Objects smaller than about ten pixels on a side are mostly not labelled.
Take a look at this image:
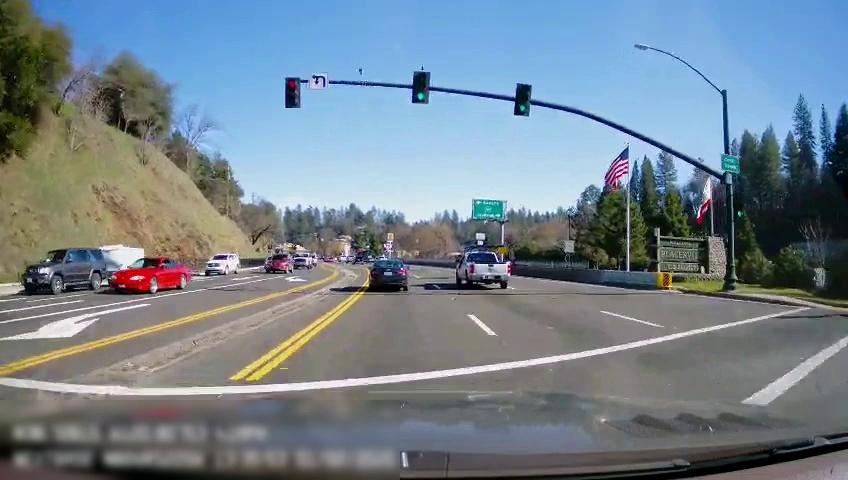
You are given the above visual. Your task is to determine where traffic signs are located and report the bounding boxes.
[660,272,673,289]
[496,246,510,255]
[308,72,329,90]
[471,198,508,220]
[720,153,741,174]
[564,241,575,253]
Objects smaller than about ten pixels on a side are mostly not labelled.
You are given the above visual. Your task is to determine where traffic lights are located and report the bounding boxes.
[733,193,745,220]
[412,71,432,104]
[513,82,533,117]
[284,77,302,109]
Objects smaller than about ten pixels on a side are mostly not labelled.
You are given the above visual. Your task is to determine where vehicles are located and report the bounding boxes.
[335,254,345,262]
[21,244,145,295]
[309,252,318,266]
[367,258,413,293]
[352,256,364,265]
[293,252,313,270]
[345,255,355,263]
[374,255,387,261]
[455,244,513,290]
[204,253,242,276]
[109,256,193,295]
[264,254,294,274]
